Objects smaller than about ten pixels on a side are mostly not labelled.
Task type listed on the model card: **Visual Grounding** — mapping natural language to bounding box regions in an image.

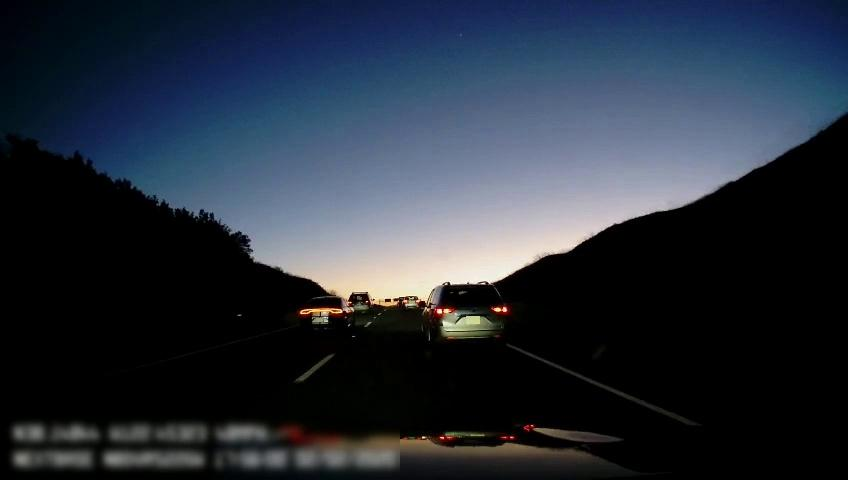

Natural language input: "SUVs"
[346,291,376,315]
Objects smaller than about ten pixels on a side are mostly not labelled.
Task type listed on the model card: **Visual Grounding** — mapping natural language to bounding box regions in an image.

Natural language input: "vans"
[416,280,509,347]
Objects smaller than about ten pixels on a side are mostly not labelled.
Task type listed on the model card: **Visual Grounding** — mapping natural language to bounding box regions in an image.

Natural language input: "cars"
[297,295,356,332]
[401,295,421,312]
